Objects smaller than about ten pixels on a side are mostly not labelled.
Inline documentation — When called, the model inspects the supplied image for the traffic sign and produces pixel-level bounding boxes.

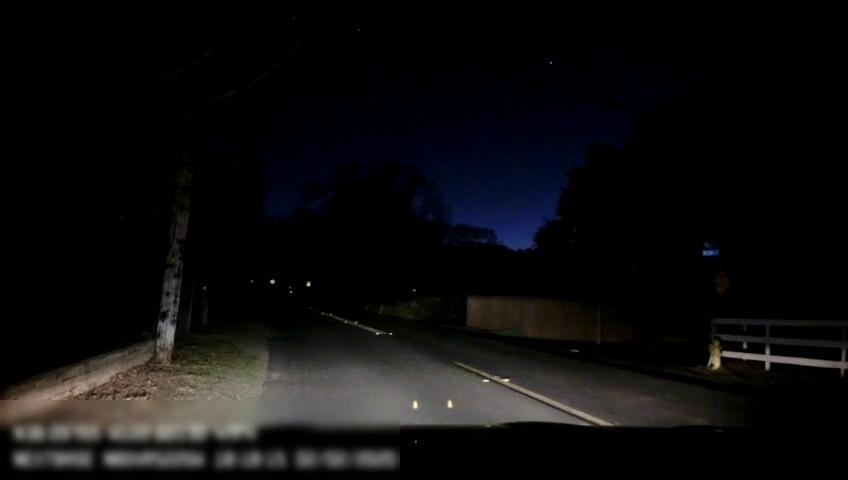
[715,269,729,295]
